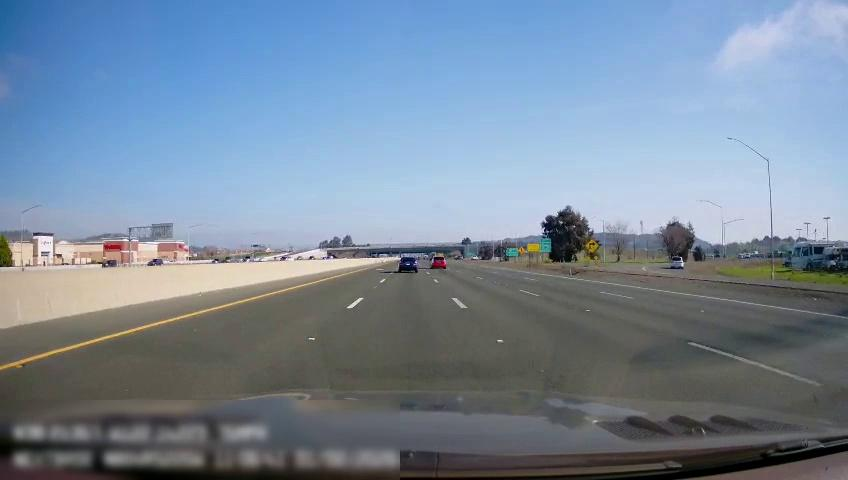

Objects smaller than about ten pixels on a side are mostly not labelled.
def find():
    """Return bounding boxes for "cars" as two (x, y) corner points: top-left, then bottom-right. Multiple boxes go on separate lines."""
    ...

(398, 257), (418, 273)
(101, 260), (116, 268)
(431, 258), (447, 270)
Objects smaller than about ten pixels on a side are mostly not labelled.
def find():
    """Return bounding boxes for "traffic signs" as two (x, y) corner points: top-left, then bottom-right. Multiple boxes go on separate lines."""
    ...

(526, 242), (541, 253)
(540, 238), (552, 253)
(585, 239), (599, 253)
(505, 248), (519, 257)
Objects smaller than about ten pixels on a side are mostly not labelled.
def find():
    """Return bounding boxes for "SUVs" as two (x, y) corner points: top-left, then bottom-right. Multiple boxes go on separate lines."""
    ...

(669, 256), (685, 269)
(147, 258), (164, 267)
